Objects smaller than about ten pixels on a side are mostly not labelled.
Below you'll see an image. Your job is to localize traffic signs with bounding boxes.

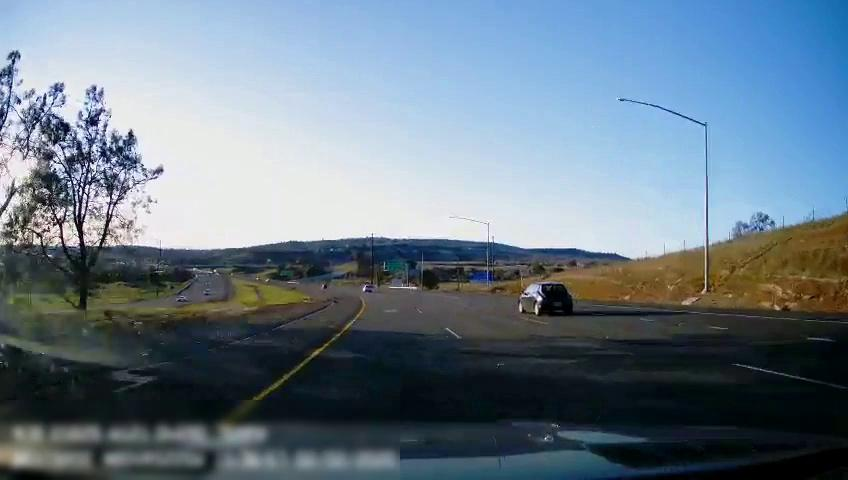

[383,261,404,272]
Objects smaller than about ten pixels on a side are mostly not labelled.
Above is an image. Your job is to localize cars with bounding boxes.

[517,281,574,316]
[176,295,186,302]
[362,284,373,293]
